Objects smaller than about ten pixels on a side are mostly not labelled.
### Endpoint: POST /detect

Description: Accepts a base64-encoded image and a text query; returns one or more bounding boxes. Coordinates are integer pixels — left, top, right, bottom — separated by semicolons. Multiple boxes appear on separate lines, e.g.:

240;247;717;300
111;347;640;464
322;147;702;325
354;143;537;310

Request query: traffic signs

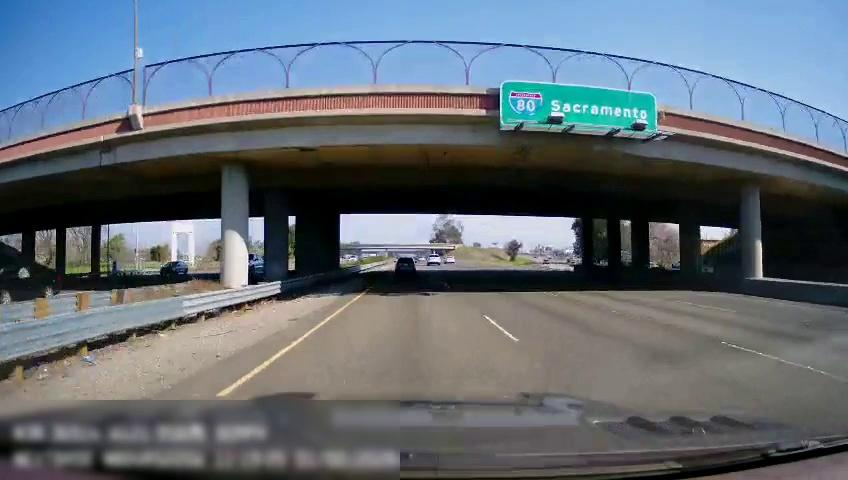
499;80;657;135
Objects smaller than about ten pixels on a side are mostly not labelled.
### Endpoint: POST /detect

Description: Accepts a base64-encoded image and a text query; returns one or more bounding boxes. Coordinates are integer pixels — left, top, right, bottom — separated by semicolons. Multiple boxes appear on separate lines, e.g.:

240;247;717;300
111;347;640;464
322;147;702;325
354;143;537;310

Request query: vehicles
247;252;265;278
444;255;455;264
159;260;189;277
427;254;441;266
394;257;417;275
